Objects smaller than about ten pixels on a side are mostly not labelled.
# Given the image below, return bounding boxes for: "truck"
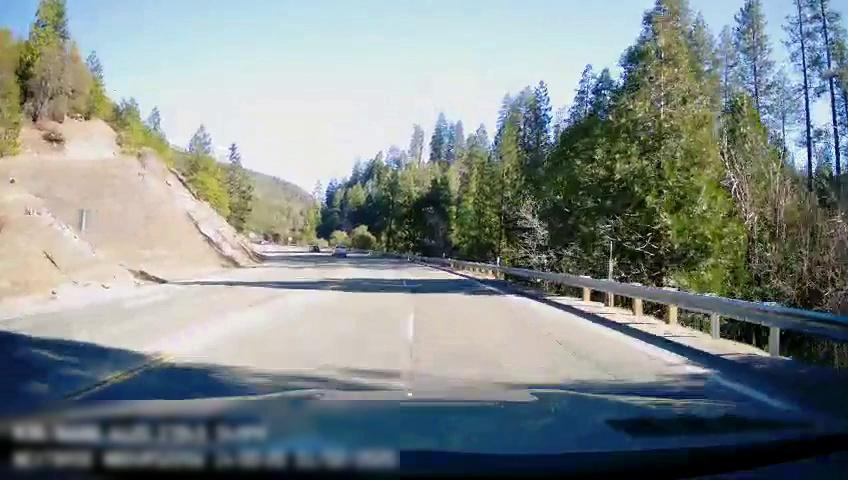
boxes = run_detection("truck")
[332,243,348,256]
